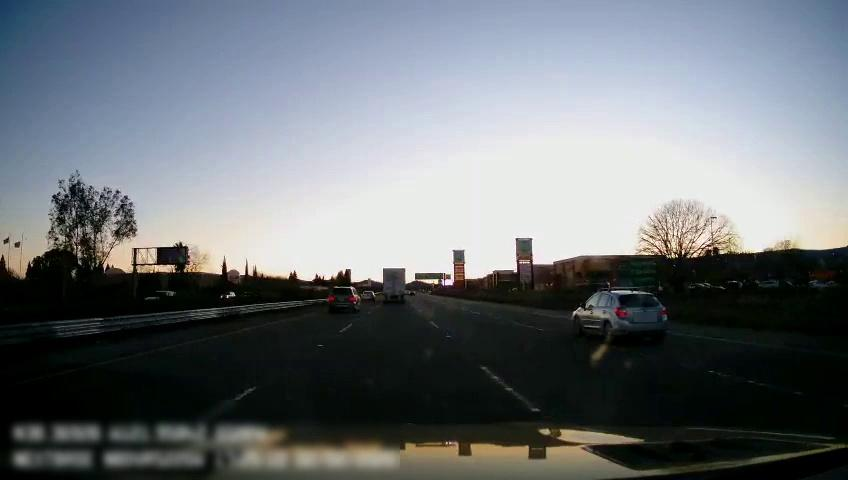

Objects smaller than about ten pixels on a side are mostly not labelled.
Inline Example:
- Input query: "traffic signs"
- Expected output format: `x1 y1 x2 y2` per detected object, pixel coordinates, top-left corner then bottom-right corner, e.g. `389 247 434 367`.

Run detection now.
415 272 444 280
622 257 660 287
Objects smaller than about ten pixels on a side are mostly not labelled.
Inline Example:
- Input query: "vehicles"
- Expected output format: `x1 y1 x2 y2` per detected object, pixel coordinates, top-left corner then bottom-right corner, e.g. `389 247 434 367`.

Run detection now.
360 291 376 304
219 291 236 299
328 287 360 315
383 268 406 304
570 289 669 347
144 291 176 301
